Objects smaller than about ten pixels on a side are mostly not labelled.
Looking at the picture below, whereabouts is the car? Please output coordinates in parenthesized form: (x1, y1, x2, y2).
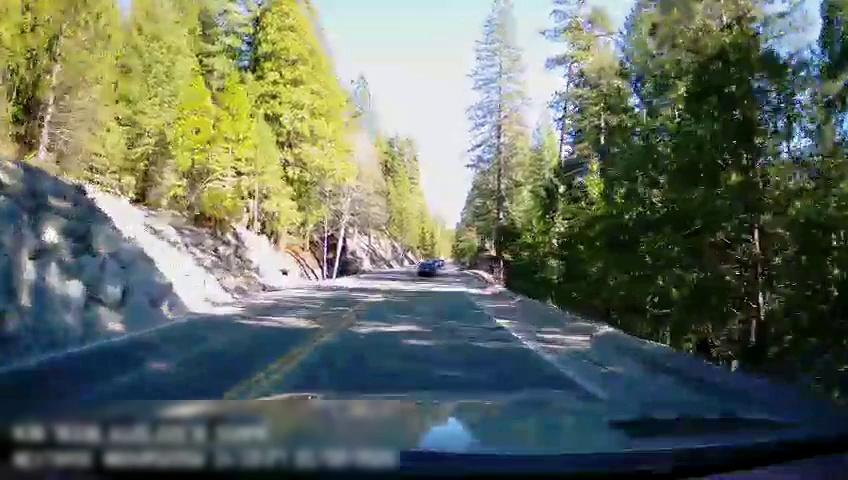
(417, 257, 440, 276)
